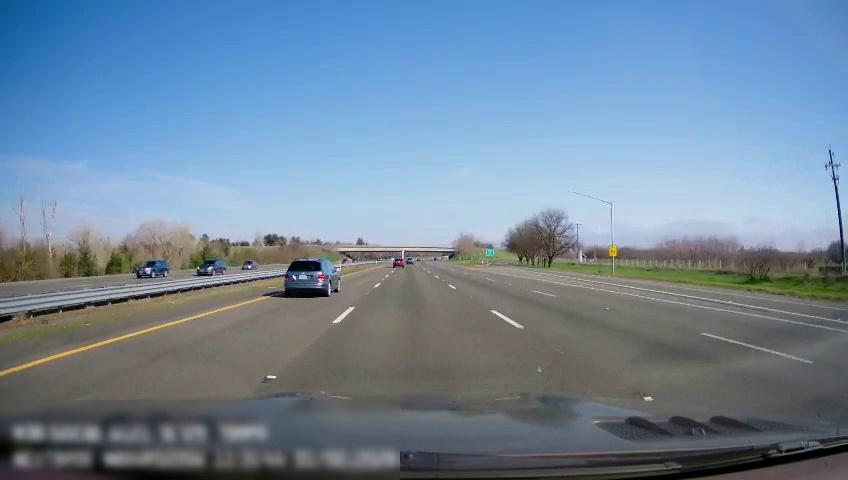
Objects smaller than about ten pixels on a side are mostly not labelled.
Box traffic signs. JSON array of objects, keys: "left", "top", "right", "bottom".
[{"left": 608, "top": 246, "right": 619, "bottom": 258}]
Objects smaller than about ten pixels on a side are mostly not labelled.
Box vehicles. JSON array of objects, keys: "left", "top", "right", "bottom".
[
  {"left": 136, "top": 259, "right": 170, "bottom": 278},
  {"left": 242, "top": 259, "right": 257, "bottom": 270},
  {"left": 392, "top": 257, "right": 406, "bottom": 269},
  {"left": 406, "top": 257, "right": 414, "bottom": 265},
  {"left": 196, "top": 258, "right": 228, "bottom": 277},
  {"left": 283, "top": 257, "right": 340, "bottom": 298}
]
